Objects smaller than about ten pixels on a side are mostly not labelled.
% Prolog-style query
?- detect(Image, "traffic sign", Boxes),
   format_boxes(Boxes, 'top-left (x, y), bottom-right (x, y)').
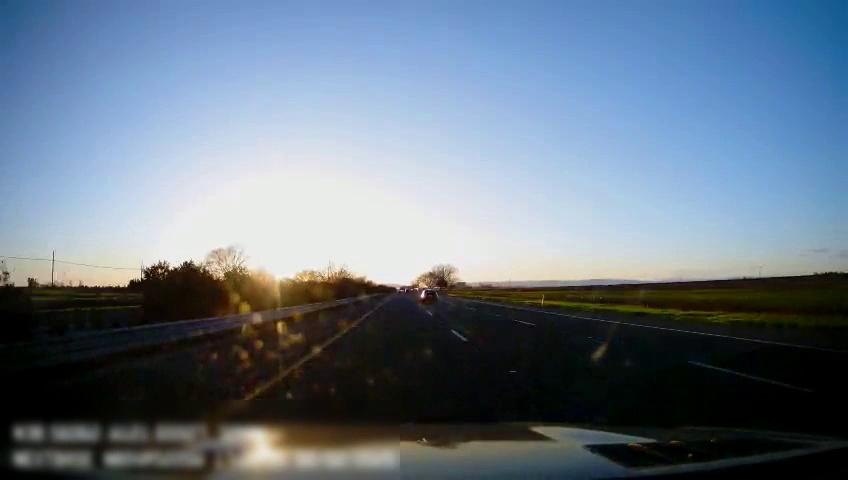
top-left (436, 279), bottom-right (447, 287)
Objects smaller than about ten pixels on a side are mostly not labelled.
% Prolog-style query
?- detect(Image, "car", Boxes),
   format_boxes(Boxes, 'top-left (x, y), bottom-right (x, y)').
top-left (420, 289), bottom-right (437, 303)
